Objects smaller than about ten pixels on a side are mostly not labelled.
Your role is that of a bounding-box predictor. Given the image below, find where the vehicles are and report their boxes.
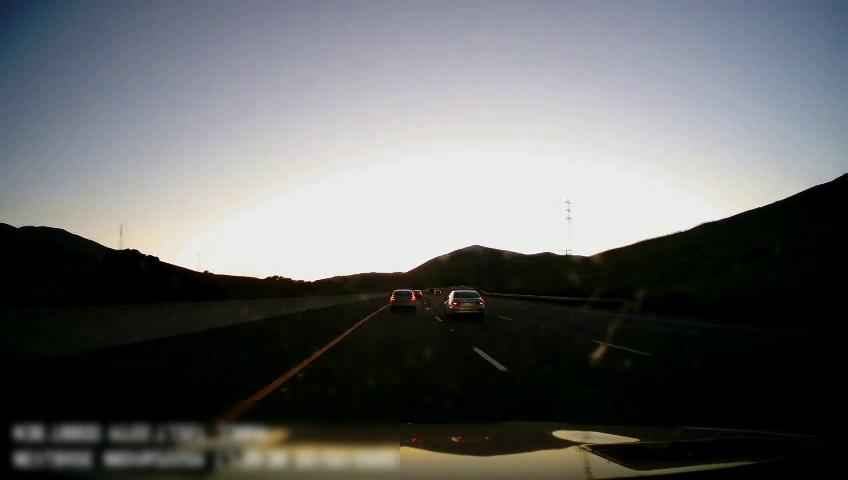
[443,290,485,318]
[390,289,416,312]
[413,290,423,298]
